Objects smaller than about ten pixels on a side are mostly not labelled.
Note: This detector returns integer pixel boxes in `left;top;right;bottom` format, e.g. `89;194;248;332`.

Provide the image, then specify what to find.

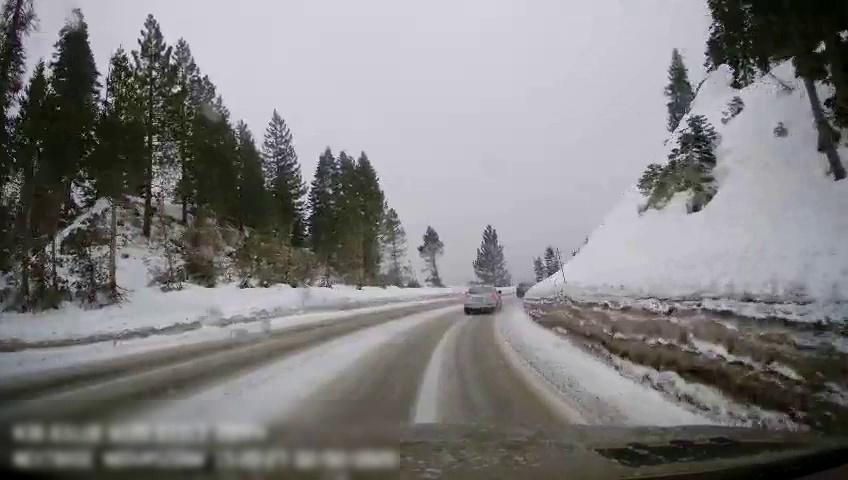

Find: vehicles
515;282;537;298
464;285;504;316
